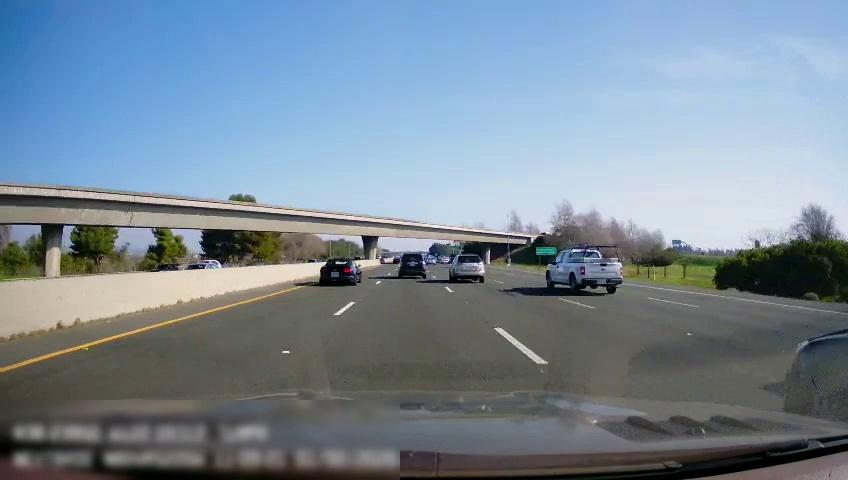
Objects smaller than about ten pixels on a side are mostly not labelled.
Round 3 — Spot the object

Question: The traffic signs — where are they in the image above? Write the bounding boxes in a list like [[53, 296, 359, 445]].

[[535, 246, 558, 256]]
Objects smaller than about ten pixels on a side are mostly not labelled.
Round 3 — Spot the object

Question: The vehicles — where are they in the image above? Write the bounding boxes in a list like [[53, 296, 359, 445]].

[[184, 261, 220, 272], [307, 258, 321, 264], [783, 326, 848, 424], [449, 253, 486, 284], [197, 258, 223, 270], [319, 257, 362, 286], [398, 252, 427, 280], [152, 264, 181, 273], [544, 244, 625, 295]]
